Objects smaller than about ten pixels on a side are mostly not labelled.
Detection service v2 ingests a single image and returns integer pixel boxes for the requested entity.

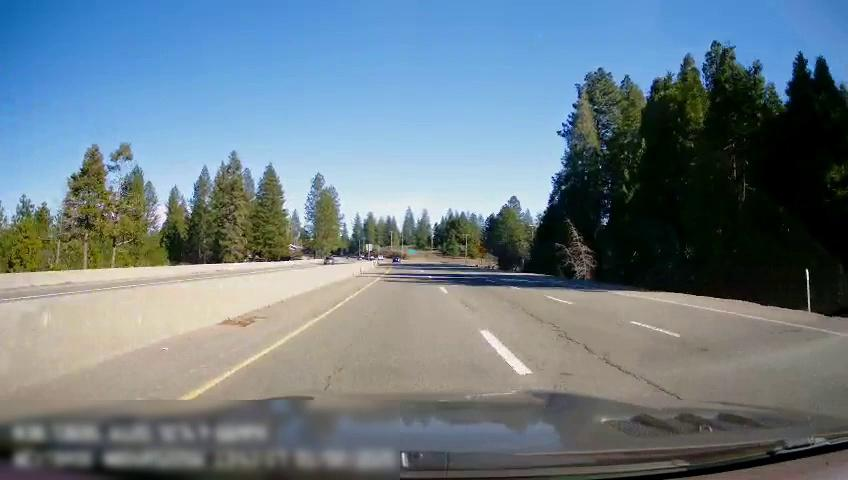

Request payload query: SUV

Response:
[323,256,335,265]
